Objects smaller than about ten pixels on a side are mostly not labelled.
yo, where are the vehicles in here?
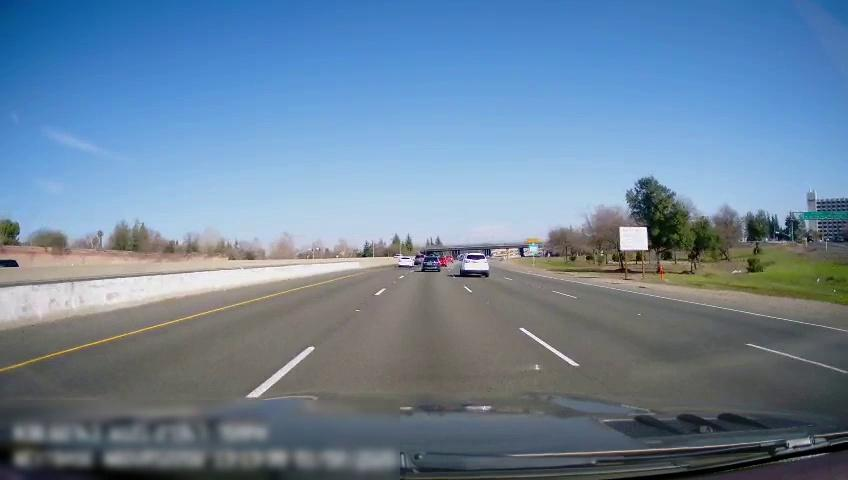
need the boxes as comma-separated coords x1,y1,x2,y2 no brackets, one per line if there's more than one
0,259,20,268
436,257,448,268
421,256,441,273
459,252,489,278
397,257,414,269
413,255,425,266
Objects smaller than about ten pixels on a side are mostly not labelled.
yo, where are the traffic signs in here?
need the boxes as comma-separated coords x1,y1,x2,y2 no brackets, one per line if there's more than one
800,211,828,220
619,226,649,251
827,211,848,220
